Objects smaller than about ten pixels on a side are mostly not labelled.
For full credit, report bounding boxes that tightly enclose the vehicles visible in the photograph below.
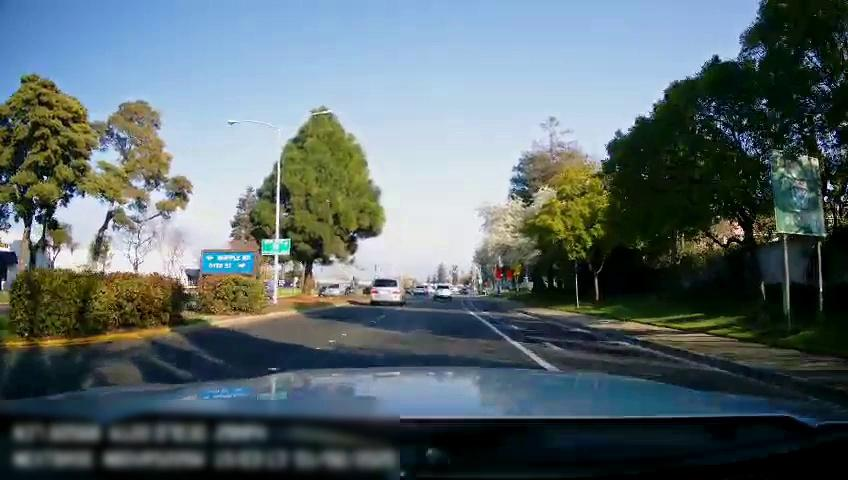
[432,283,453,300]
[317,285,329,297]
[412,284,427,296]
[325,283,348,297]
[343,286,357,296]
[369,277,409,306]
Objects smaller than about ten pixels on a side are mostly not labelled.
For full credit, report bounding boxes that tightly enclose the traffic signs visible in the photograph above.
[260,238,292,256]
[769,149,828,238]
[198,248,259,281]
